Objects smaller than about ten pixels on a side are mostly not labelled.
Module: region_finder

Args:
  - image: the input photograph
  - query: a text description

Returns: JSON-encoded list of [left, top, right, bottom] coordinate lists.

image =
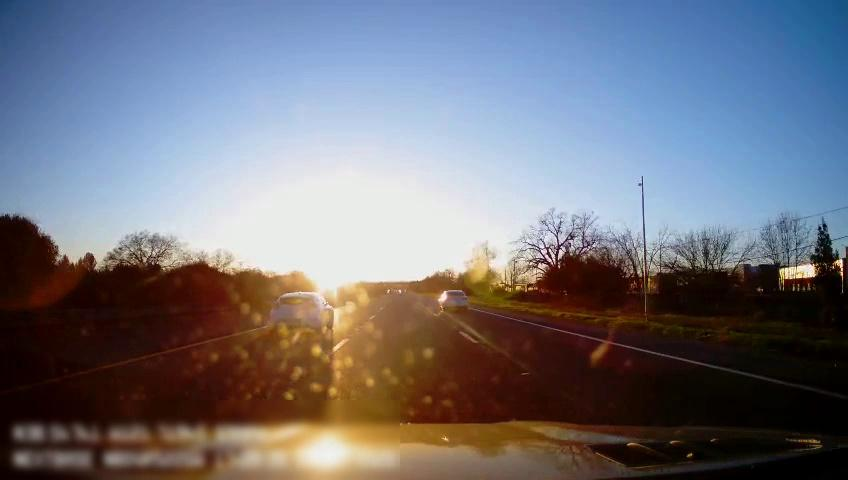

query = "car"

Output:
[[439, 289, 467, 311]]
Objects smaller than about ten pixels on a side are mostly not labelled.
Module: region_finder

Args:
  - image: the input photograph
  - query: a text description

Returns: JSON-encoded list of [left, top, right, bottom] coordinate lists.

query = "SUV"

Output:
[[271, 291, 335, 336]]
